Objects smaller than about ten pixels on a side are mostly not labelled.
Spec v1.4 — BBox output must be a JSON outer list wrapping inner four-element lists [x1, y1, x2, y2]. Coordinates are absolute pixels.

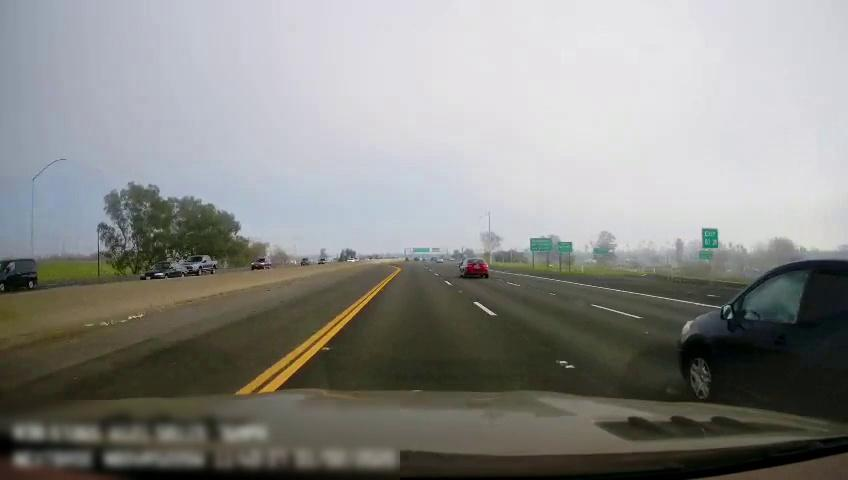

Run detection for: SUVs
[[251, 257, 272, 271], [0, 258, 39, 293]]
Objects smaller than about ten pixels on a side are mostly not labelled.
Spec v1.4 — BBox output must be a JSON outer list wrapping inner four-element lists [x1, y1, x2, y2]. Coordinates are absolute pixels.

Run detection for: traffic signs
[[557, 241, 574, 254], [698, 250, 713, 260], [701, 227, 719, 249], [530, 237, 553, 253], [412, 247, 430, 253], [592, 248, 609, 255]]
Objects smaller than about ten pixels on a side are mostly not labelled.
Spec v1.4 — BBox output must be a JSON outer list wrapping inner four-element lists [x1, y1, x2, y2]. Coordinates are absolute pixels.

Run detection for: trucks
[[181, 254, 219, 276]]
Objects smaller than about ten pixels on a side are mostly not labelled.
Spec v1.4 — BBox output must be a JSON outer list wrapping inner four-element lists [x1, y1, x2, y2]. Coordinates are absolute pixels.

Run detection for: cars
[[139, 260, 189, 282], [677, 258, 848, 427], [462, 259, 489, 278]]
